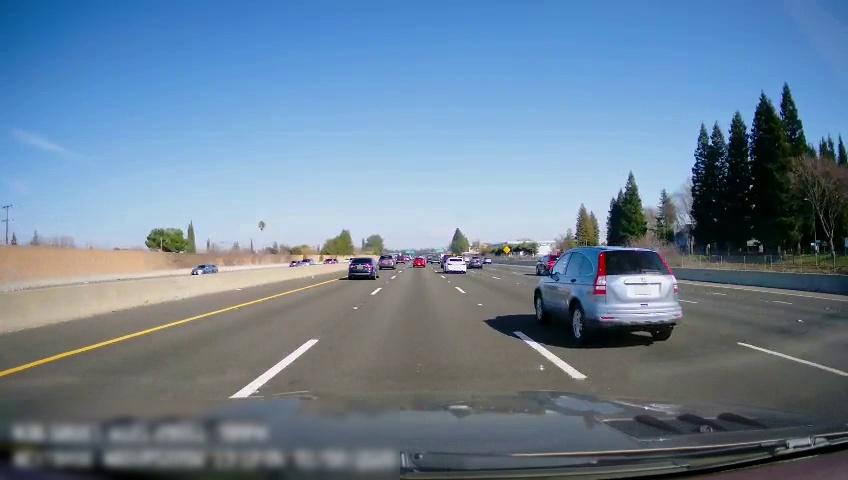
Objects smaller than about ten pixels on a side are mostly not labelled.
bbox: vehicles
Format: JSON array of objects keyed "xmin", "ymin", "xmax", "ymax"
[
  {"xmin": 191, "ymin": 262, "xmax": 219, "ymax": 275},
  {"xmin": 464, "ymin": 258, "xmax": 483, "ymax": 270},
  {"xmin": 535, "ymin": 254, "xmax": 560, "ymax": 277},
  {"xmin": 348, "ymin": 257, "xmax": 380, "ymax": 280},
  {"xmin": 395, "ymin": 254, "xmax": 406, "ymax": 265},
  {"xmin": 443, "ymin": 256, "xmax": 467, "ymax": 274},
  {"xmin": 378, "ymin": 255, "xmax": 395, "ymax": 271},
  {"xmin": 412, "ymin": 257, "xmax": 426, "ymax": 268},
  {"xmin": 534, "ymin": 246, "xmax": 685, "ymax": 345},
  {"xmin": 440, "ymin": 254, "xmax": 453, "ymax": 269}
]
